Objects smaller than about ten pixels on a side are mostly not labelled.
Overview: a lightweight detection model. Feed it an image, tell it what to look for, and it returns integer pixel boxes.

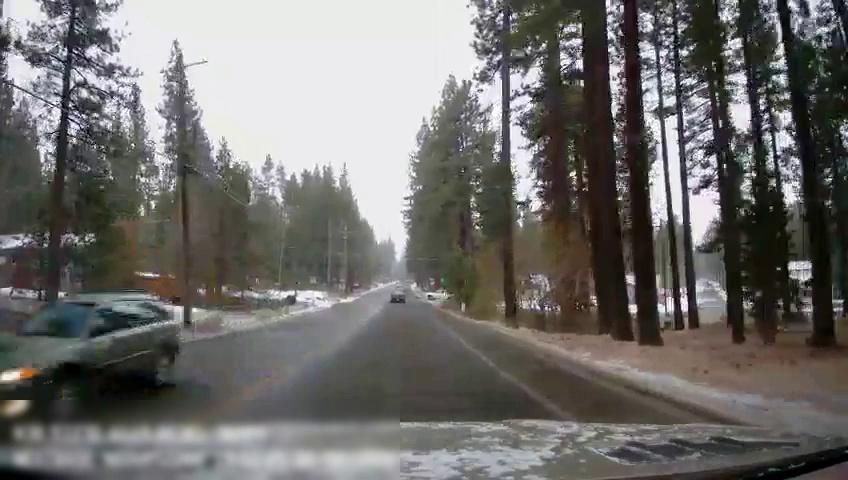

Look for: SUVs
[389,292,406,305]
[0,291,183,438]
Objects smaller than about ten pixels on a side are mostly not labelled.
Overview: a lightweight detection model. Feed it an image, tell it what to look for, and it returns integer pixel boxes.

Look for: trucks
[429,288,446,302]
